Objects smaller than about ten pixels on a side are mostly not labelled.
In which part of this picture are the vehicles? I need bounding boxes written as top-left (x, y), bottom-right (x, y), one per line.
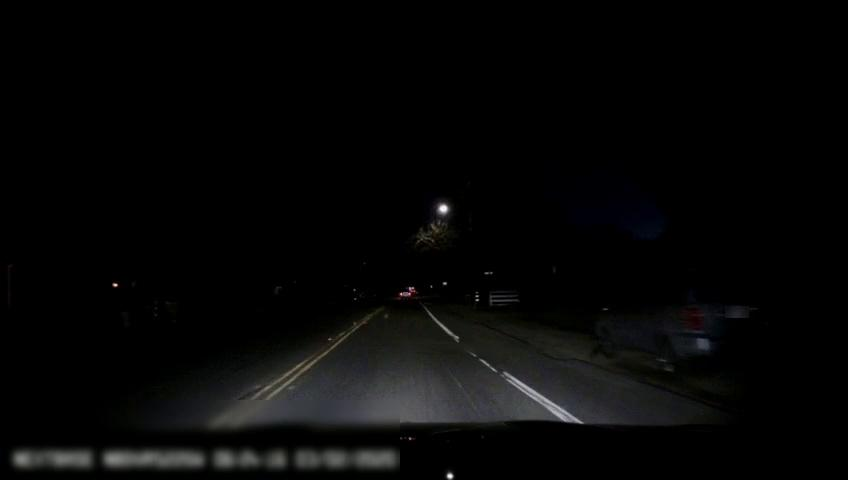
top-left (398, 287), bottom-right (418, 304)
top-left (594, 271), bottom-right (765, 377)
